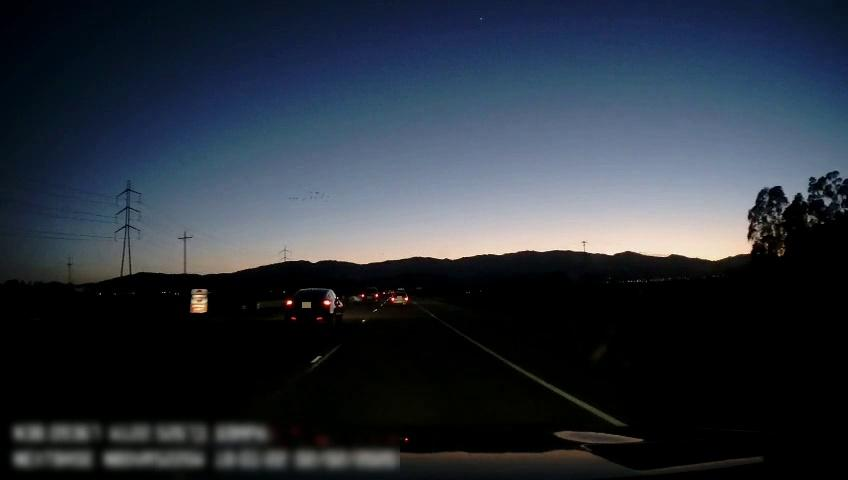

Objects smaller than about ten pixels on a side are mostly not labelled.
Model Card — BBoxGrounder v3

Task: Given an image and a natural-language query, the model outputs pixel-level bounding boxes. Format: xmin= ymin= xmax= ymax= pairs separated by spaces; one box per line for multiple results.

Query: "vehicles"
xmin=391 ymin=290 xmax=410 ymax=305
xmin=361 ymin=287 xmax=381 ymax=303
xmin=285 ymin=288 xmax=342 ymax=328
